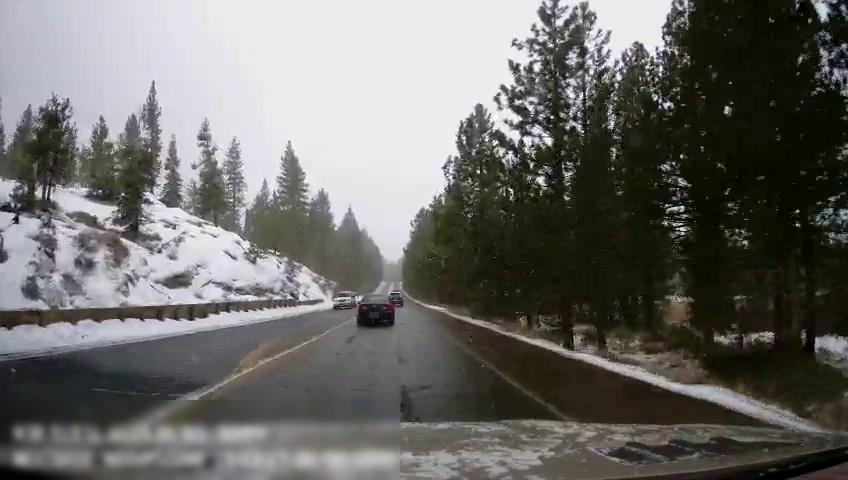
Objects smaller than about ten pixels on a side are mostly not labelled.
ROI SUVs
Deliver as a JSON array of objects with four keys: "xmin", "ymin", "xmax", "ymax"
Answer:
[{"xmin": 332, "ymin": 291, "xmax": 356, "ymax": 311}]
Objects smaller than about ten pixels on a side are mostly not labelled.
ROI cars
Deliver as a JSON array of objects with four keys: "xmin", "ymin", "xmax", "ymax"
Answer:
[
  {"xmin": 387, "ymin": 291, "xmax": 403, "ymax": 307},
  {"xmin": 356, "ymin": 293, "xmax": 396, "ymax": 326}
]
